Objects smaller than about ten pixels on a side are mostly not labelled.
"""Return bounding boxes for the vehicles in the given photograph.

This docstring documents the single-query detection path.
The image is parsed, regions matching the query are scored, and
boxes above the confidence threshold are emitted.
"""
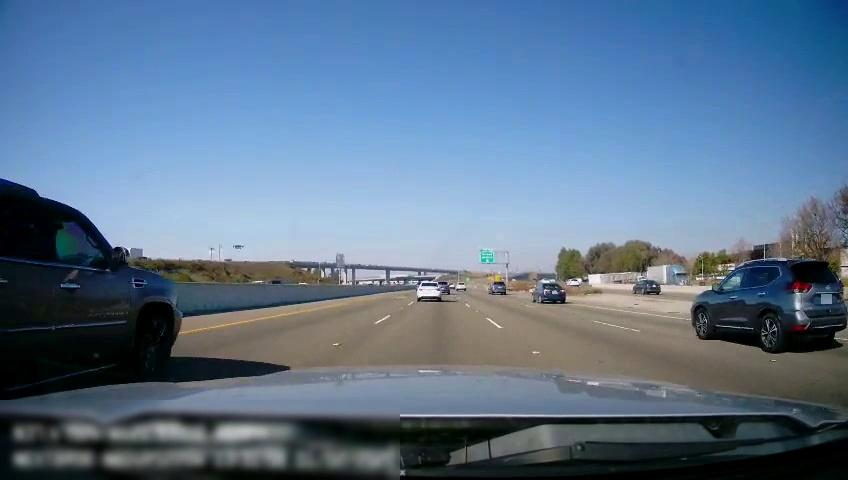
[647,263,690,286]
[587,274,608,284]
[566,278,580,287]
[632,279,662,296]
[455,281,467,291]
[0,177,185,395]
[488,281,507,296]
[416,280,442,303]
[433,281,451,295]
[531,282,567,305]
[689,256,848,354]
[266,280,288,285]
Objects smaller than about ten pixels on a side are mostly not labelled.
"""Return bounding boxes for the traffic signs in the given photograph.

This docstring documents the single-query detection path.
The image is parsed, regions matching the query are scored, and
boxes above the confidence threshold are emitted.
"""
[479,247,496,265]
[335,253,345,269]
